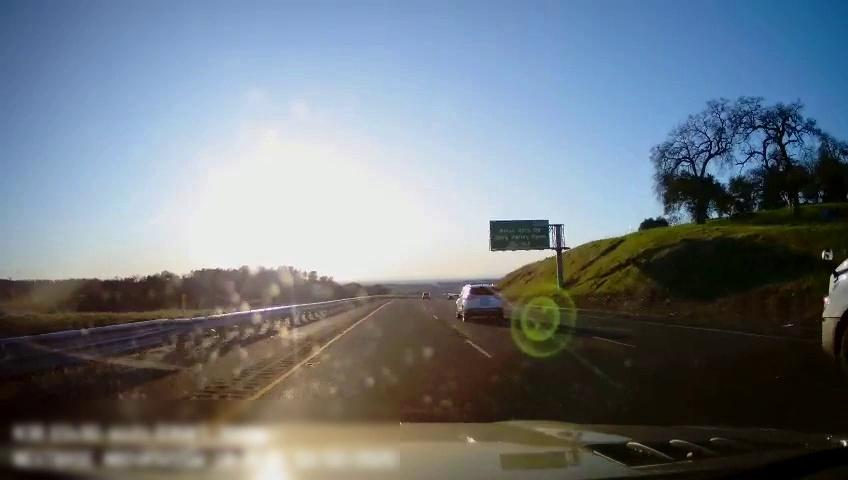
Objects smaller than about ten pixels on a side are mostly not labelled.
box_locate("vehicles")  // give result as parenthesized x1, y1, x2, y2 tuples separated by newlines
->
(455, 285, 504, 323)
(820, 250, 848, 371)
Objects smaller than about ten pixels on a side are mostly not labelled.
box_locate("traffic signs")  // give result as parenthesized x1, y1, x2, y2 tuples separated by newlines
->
(489, 219, 550, 251)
